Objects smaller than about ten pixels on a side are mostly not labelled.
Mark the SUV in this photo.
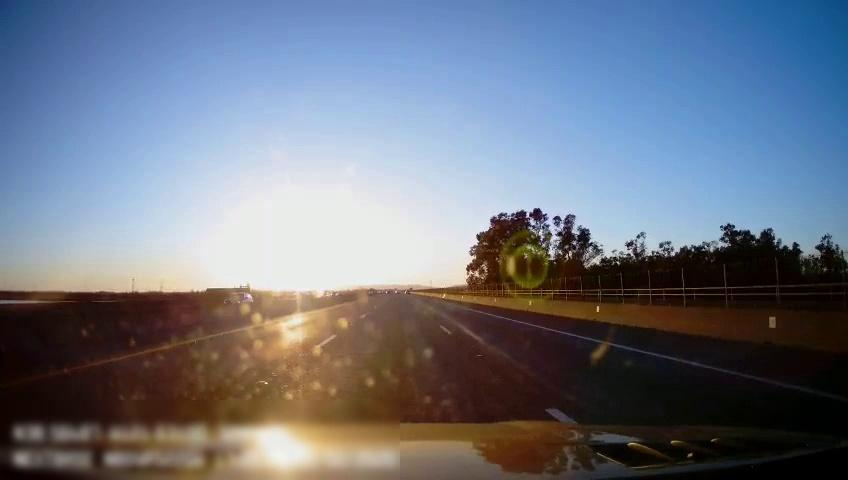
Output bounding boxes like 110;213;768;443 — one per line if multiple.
223;292;253;305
